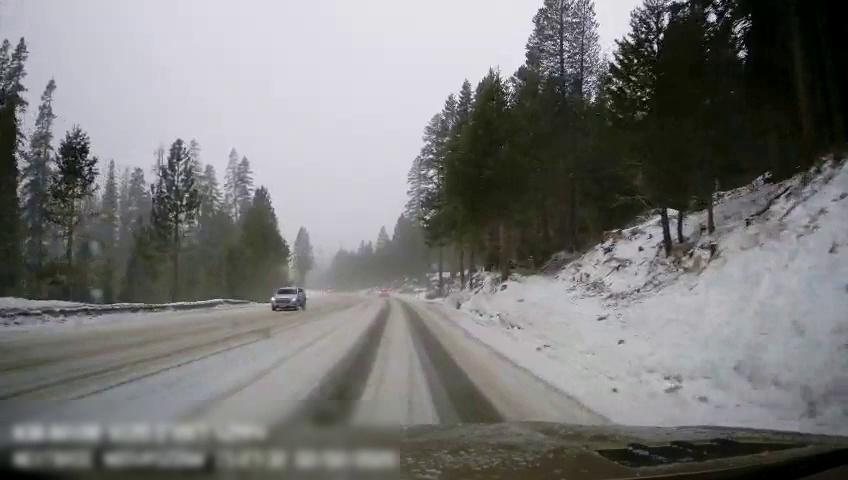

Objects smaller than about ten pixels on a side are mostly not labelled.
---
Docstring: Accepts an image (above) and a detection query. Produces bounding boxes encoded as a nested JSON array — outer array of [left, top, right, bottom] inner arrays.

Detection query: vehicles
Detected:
[[271, 286, 307, 312], [379, 288, 390, 297]]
